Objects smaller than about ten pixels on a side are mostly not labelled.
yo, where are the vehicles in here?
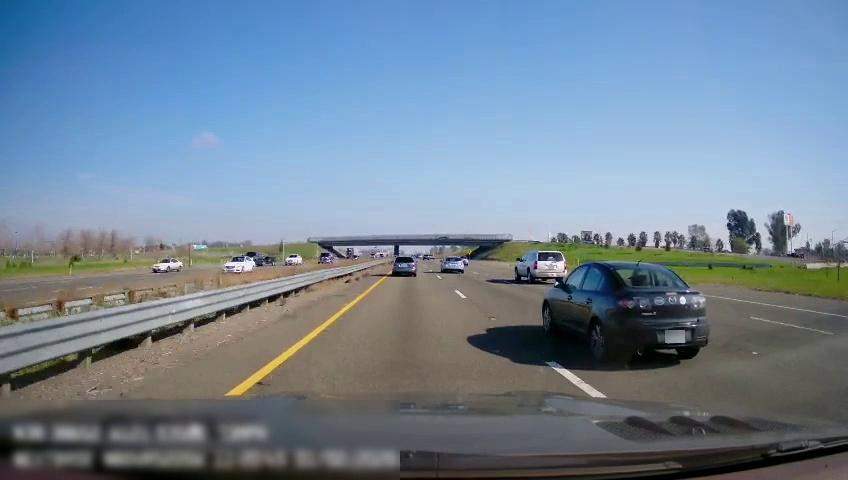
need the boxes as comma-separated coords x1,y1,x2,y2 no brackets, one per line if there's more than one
317,251,337,265
457,255,469,267
391,255,417,277
262,256,279,267
151,257,184,274
541,260,712,367
245,251,266,267
440,255,465,274
345,247,361,260
284,253,304,267
223,255,256,275
512,250,567,285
